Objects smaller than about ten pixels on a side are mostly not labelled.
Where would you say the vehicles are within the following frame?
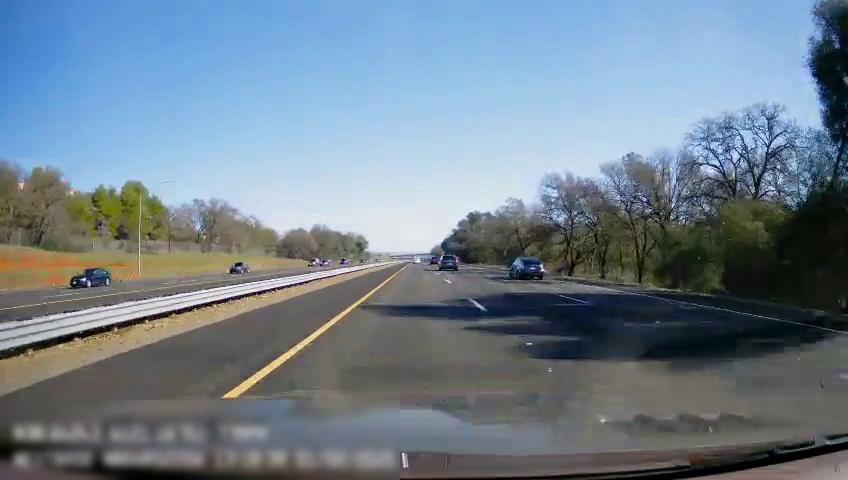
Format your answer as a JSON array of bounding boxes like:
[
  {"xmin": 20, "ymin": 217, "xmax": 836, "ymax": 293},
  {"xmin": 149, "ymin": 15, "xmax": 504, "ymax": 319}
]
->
[
  {"xmin": 509, "ymin": 256, "xmax": 545, "ymax": 281},
  {"xmin": 69, "ymin": 267, "xmax": 112, "ymax": 289},
  {"xmin": 319, "ymin": 258, "xmax": 329, "ymax": 267},
  {"xmin": 307, "ymin": 258, "xmax": 320, "ymax": 267},
  {"xmin": 438, "ymin": 254, "xmax": 458, "ymax": 271},
  {"xmin": 228, "ymin": 261, "xmax": 250, "ymax": 274}
]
